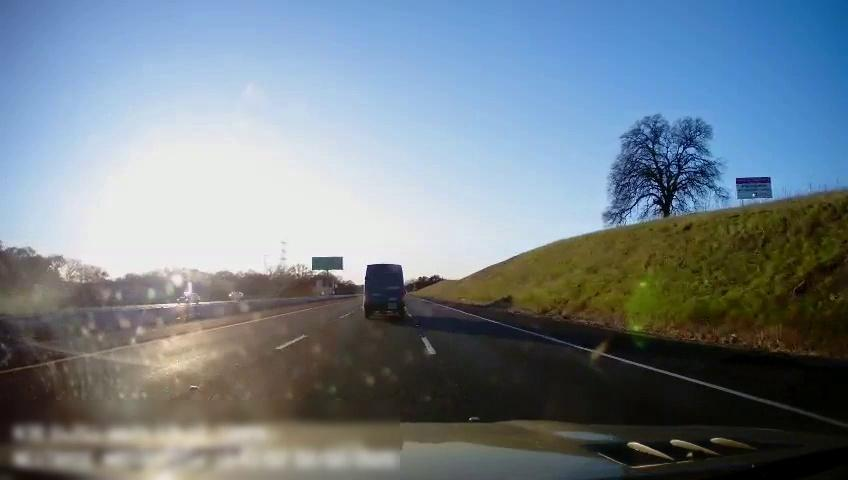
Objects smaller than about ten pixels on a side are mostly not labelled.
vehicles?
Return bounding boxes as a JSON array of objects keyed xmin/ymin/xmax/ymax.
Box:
[
  {"xmin": 175, "ymin": 292, "xmax": 200, "ymax": 306},
  {"xmin": 363, "ymin": 263, "xmax": 404, "ymax": 320}
]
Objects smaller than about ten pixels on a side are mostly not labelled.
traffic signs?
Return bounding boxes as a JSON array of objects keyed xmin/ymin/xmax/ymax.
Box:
[
  {"xmin": 311, "ymin": 257, "xmax": 343, "ymax": 271},
  {"xmin": 316, "ymin": 276, "xmax": 323, "ymax": 288}
]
